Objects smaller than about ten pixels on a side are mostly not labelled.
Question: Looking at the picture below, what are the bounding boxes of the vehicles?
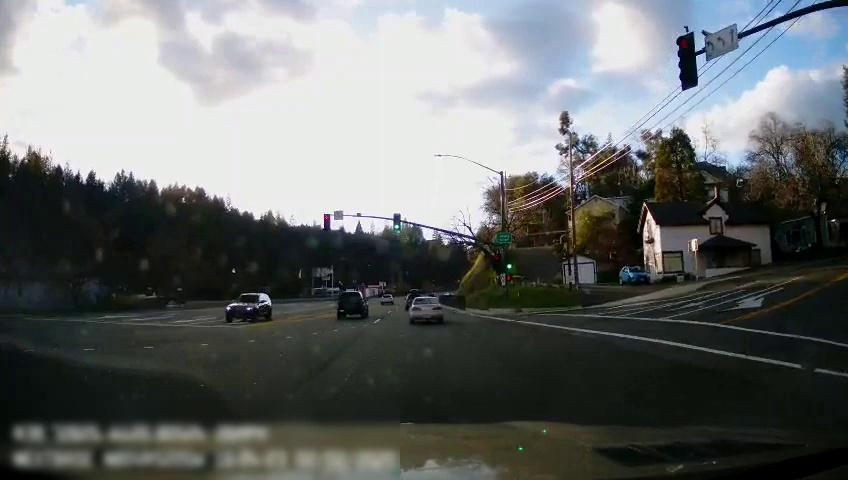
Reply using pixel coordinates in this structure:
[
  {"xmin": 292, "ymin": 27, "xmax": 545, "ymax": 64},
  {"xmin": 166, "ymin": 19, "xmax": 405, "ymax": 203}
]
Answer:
[
  {"xmin": 619, "ymin": 265, "xmax": 652, "ymax": 286},
  {"xmin": 335, "ymin": 290, "xmax": 370, "ymax": 321},
  {"xmin": 408, "ymin": 296, "xmax": 444, "ymax": 323},
  {"xmin": 223, "ymin": 292, "xmax": 273, "ymax": 323},
  {"xmin": 403, "ymin": 288, "xmax": 423, "ymax": 311},
  {"xmin": 381, "ymin": 294, "xmax": 395, "ymax": 305}
]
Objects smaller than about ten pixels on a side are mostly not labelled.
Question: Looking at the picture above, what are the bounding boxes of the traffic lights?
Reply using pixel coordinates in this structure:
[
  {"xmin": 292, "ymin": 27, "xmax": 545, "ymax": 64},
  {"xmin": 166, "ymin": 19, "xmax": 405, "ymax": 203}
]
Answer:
[
  {"xmin": 675, "ymin": 31, "xmax": 701, "ymax": 91},
  {"xmin": 505, "ymin": 251, "xmax": 513, "ymax": 271},
  {"xmin": 393, "ymin": 212, "xmax": 402, "ymax": 233},
  {"xmin": 494, "ymin": 256, "xmax": 503, "ymax": 273},
  {"xmin": 323, "ymin": 213, "xmax": 331, "ymax": 232}
]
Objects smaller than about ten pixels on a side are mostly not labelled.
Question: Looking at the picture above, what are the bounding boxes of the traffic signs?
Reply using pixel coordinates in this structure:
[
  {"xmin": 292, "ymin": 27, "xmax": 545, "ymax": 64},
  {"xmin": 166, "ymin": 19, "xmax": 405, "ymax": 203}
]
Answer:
[
  {"xmin": 334, "ymin": 210, "xmax": 344, "ymax": 221},
  {"xmin": 703, "ymin": 23, "xmax": 740, "ymax": 64},
  {"xmin": 496, "ymin": 231, "xmax": 514, "ymax": 245}
]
